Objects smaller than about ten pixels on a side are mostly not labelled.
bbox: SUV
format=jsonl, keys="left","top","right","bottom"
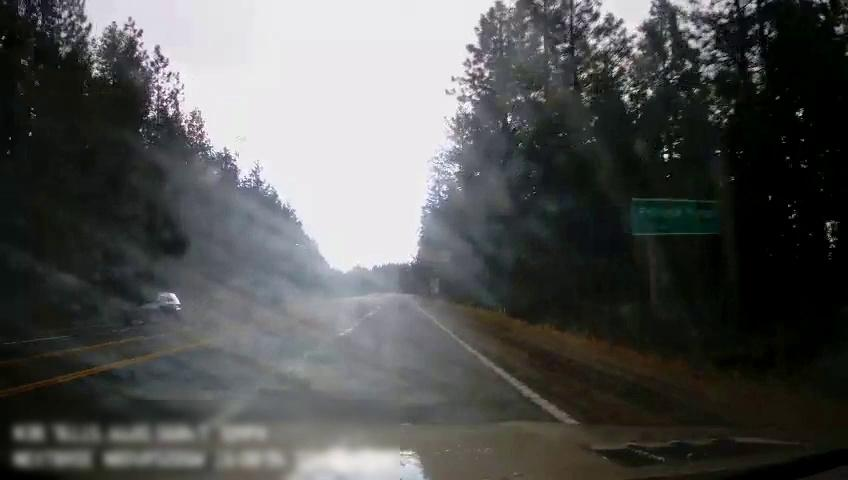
{"left": 121, "top": 292, "right": 183, "bottom": 328}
